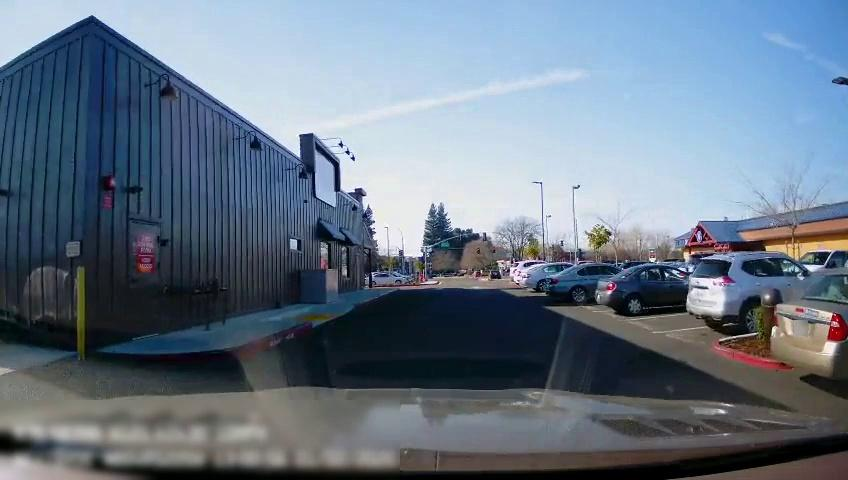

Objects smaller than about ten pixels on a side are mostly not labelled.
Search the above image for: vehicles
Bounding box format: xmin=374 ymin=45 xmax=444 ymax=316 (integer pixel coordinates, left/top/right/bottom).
xmin=375 ymin=272 xmax=412 ymax=283
xmin=520 ymin=263 xmax=578 ymax=292
xmin=686 ymin=252 xmax=827 ymax=334
xmin=770 ymin=269 xmax=848 ymax=381
xmin=369 ymin=273 xmax=406 ymax=285
xmin=489 ymin=270 xmax=502 ymax=279
xmin=797 ymin=250 xmax=848 ymax=272
xmin=595 ymin=264 xmax=692 ymax=317
xmin=618 ymin=262 xmax=645 ymax=270
xmin=513 ymin=264 xmax=537 ymax=285
xmin=510 ymin=261 xmax=545 ymax=280
xmin=546 ymin=263 xmax=627 ymax=303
